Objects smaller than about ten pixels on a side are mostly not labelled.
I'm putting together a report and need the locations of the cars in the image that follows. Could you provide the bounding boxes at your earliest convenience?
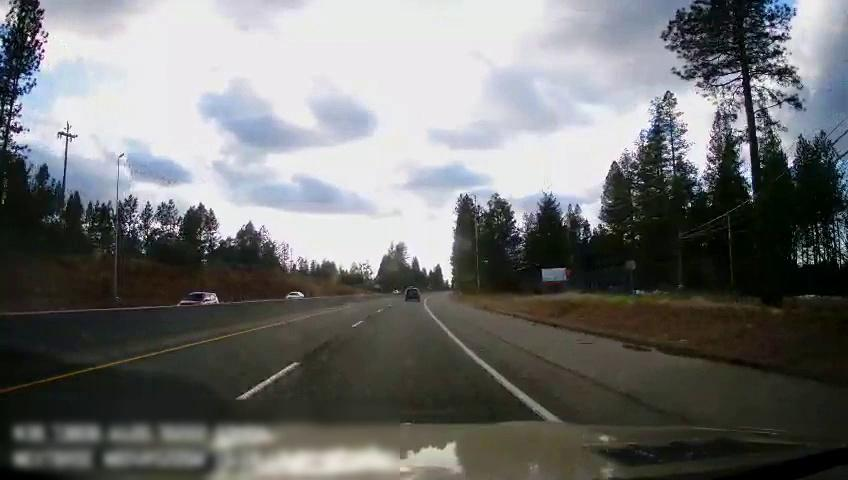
[285,291,305,300]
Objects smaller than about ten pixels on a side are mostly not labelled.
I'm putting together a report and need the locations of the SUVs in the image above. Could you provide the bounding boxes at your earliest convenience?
[404,287,421,302]
[177,292,220,307]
